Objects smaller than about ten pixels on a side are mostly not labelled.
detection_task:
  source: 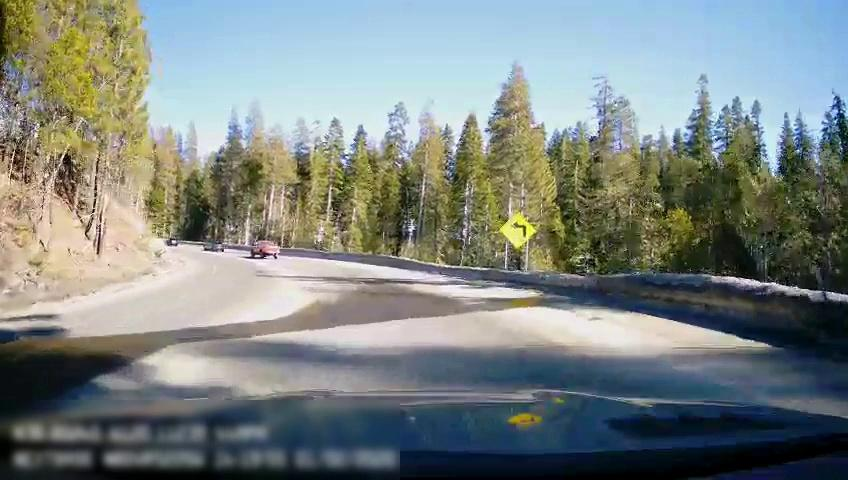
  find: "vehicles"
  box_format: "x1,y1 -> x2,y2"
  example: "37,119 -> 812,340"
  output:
202,240 -> 224,251
249,240 -> 281,260
166,238 -> 178,247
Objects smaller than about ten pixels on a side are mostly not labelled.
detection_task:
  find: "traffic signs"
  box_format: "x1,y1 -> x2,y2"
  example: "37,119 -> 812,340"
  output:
498,211 -> 538,251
